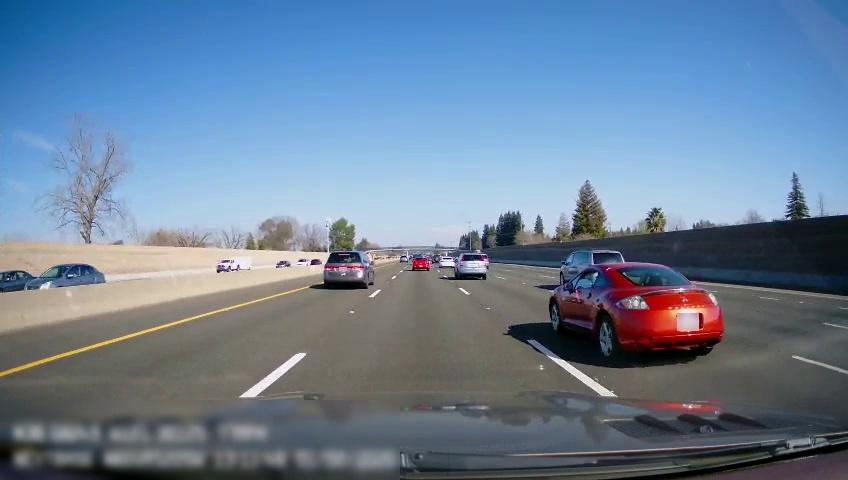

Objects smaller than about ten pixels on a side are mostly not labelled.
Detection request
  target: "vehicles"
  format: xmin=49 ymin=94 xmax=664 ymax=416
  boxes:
xmin=275 ymin=260 xmax=291 ymax=269
xmin=311 ymin=259 xmax=323 ymax=266
xmin=216 ymin=258 xmax=240 ymax=274
xmin=453 ymin=253 xmax=487 ymax=281
xmin=482 ymin=253 xmax=489 ymax=269
xmin=22 ymin=263 xmax=105 ymax=291
xmin=547 ymin=263 xmax=726 ymax=362
xmin=322 ymin=250 xmax=376 ymax=290
xmin=430 ymin=254 xmax=440 ymax=263
xmin=558 ymin=249 xmax=626 ymax=287
xmin=398 ymin=255 xmax=410 ymax=264
xmin=0 ymin=270 xmax=32 ymax=292
xmin=295 ymin=258 xmax=312 ymax=267
xmin=439 ymin=255 xmax=455 ymax=268
xmin=412 ymin=256 xmax=432 ymax=271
